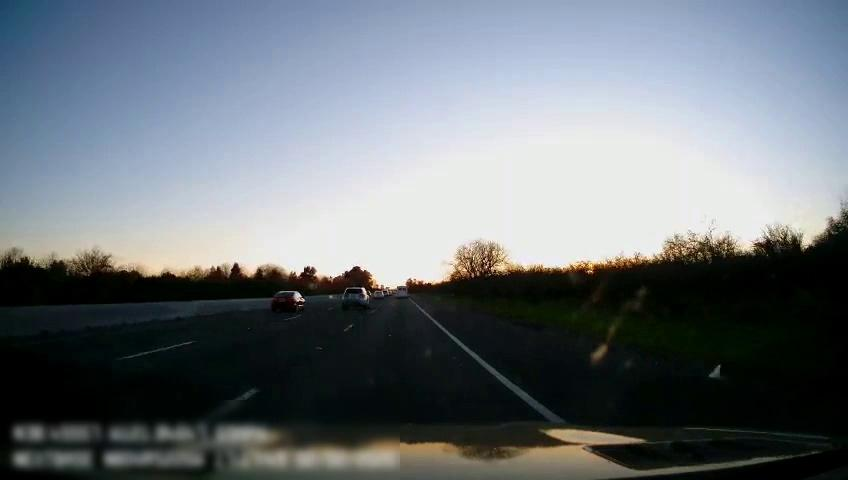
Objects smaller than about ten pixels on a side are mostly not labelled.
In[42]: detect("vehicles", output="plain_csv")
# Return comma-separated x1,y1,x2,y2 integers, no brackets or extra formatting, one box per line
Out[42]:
372,290,385,300
270,290,306,314
340,286,370,311
395,285,408,300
